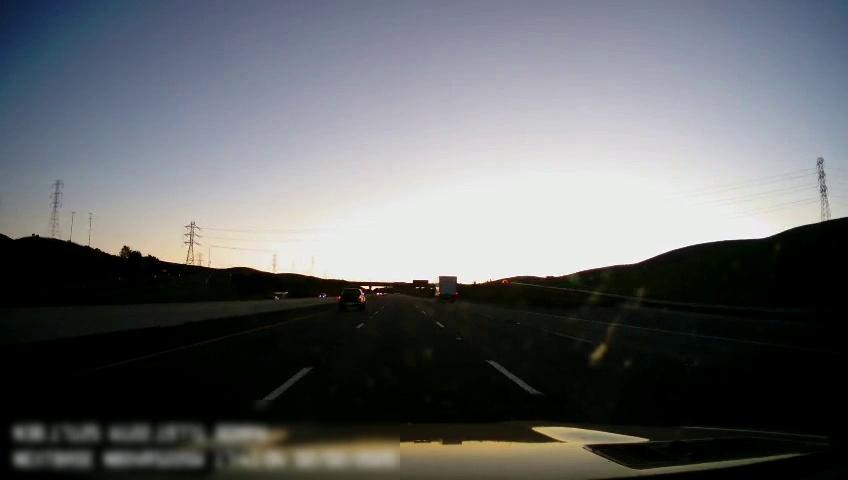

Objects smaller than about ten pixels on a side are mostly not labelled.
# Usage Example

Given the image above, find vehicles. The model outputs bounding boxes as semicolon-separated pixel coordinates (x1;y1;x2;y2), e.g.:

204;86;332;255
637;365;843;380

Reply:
273;290;289;300
435;275;458;301
339;288;367;311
